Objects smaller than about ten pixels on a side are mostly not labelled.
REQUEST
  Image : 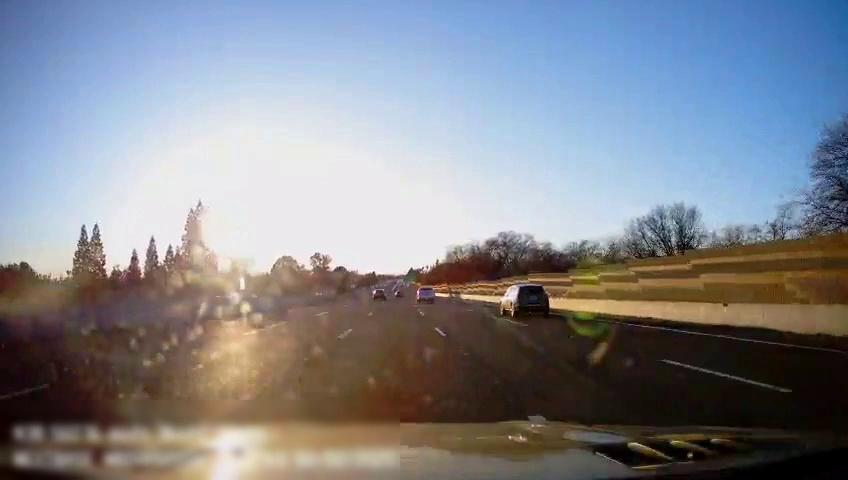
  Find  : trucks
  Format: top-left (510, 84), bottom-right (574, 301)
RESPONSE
top-left (415, 285), bottom-right (436, 304)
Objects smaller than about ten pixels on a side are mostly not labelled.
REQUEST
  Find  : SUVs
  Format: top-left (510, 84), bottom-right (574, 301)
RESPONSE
top-left (372, 288), bottom-right (387, 301)
top-left (499, 283), bottom-right (550, 318)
